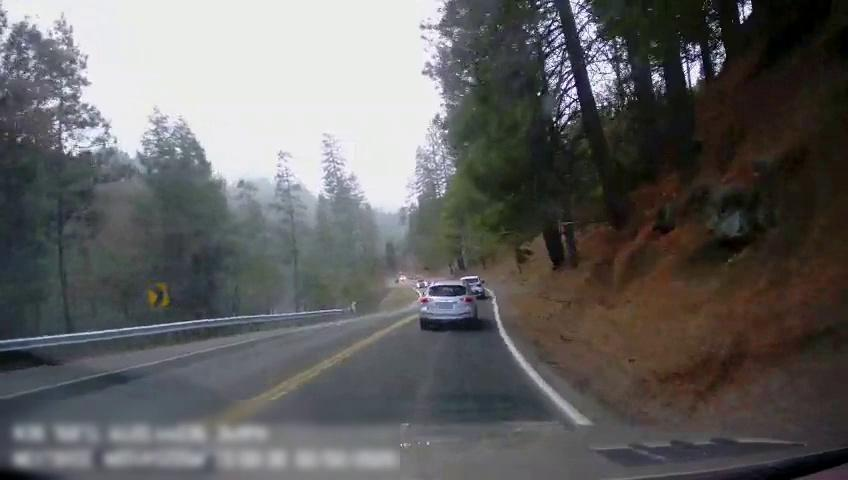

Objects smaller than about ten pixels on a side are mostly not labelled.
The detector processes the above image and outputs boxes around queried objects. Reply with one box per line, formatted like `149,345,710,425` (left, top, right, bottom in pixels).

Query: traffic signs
148,283,170,309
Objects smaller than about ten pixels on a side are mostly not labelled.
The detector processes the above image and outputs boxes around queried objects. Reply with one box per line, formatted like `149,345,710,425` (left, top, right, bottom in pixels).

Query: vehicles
458,276,485,300
415,279,428,289
420,281,479,328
